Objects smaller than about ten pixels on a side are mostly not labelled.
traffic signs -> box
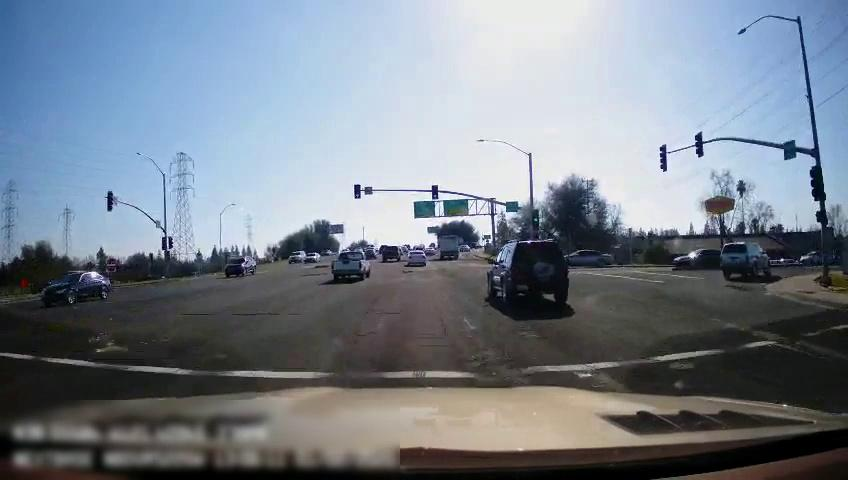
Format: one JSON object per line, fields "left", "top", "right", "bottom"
{"left": 443, "top": 199, "right": 469, "bottom": 217}
{"left": 413, "top": 200, "right": 436, "bottom": 219}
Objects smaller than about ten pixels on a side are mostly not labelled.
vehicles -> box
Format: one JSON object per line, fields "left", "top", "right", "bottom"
{"left": 799, "top": 250, "right": 836, "bottom": 265}
{"left": 225, "top": 256, "right": 257, "bottom": 278}
{"left": 672, "top": 248, "right": 721, "bottom": 269}
{"left": 287, "top": 250, "right": 305, "bottom": 264}
{"left": 407, "top": 249, "right": 427, "bottom": 265}
{"left": 439, "top": 235, "right": 460, "bottom": 259}
{"left": 380, "top": 244, "right": 401, "bottom": 264}
{"left": 365, "top": 249, "right": 379, "bottom": 260}
{"left": 41, "top": 270, "right": 111, "bottom": 307}
{"left": 720, "top": 243, "right": 773, "bottom": 283}
{"left": 568, "top": 249, "right": 612, "bottom": 266}
{"left": 486, "top": 241, "right": 571, "bottom": 310}
{"left": 304, "top": 252, "right": 321, "bottom": 264}
{"left": 330, "top": 250, "right": 371, "bottom": 282}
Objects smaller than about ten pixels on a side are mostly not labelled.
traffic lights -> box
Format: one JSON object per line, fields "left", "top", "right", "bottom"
{"left": 106, "top": 191, "right": 113, "bottom": 212}
{"left": 431, "top": 185, "right": 439, "bottom": 200}
{"left": 809, "top": 164, "right": 825, "bottom": 202}
{"left": 659, "top": 143, "right": 668, "bottom": 173}
{"left": 353, "top": 184, "right": 361, "bottom": 199}
{"left": 695, "top": 130, "right": 704, "bottom": 158}
{"left": 161, "top": 237, "right": 166, "bottom": 251}
{"left": 169, "top": 237, "right": 174, "bottom": 249}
